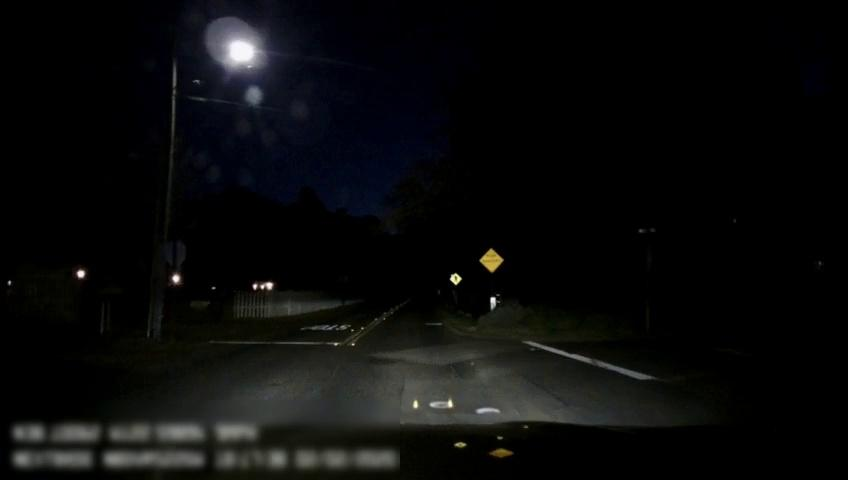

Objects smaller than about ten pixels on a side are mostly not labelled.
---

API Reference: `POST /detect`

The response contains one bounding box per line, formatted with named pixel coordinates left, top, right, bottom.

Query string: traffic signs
left=448, top=272, right=463, bottom=285
left=478, top=248, right=505, bottom=273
